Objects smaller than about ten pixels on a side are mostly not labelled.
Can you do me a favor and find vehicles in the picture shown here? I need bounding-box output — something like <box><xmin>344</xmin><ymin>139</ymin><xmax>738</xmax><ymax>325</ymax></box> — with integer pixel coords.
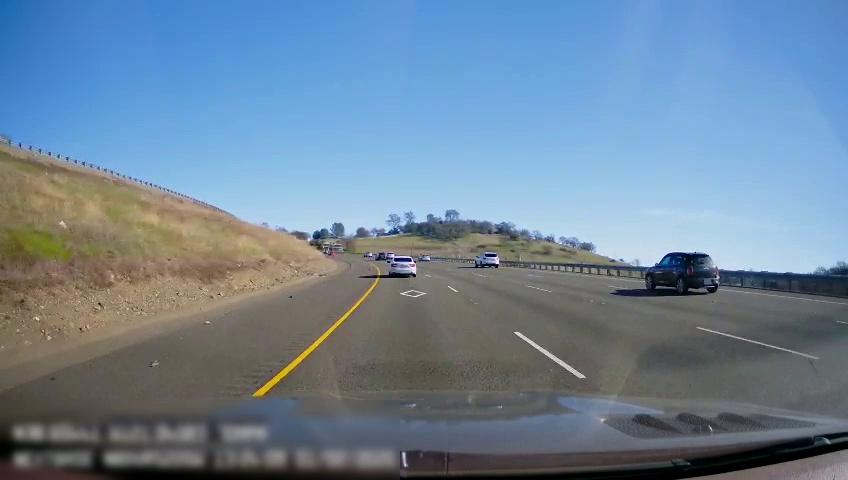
<box><xmin>387</xmin><ymin>255</ymin><xmax>417</xmax><ymax>278</ymax></box>
<box><xmin>385</xmin><ymin>252</ymin><xmax>396</xmax><ymax>261</ymax></box>
<box><xmin>374</xmin><ymin>253</ymin><xmax>386</xmax><ymax>261</ymax></box>
<box><xmin>644</xmin><ymin>252</ymin><xmax>721</xmax><ymax>295</ymax></box>
<box><xmin>474</xmin><ymin>252</ymin><xmax>499</xmax><ymax>268</ymax></box>
<box><xmin>418</xmin><ymin>255</ymin><xmax>431</xmax><ymax>263</ymax></box>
